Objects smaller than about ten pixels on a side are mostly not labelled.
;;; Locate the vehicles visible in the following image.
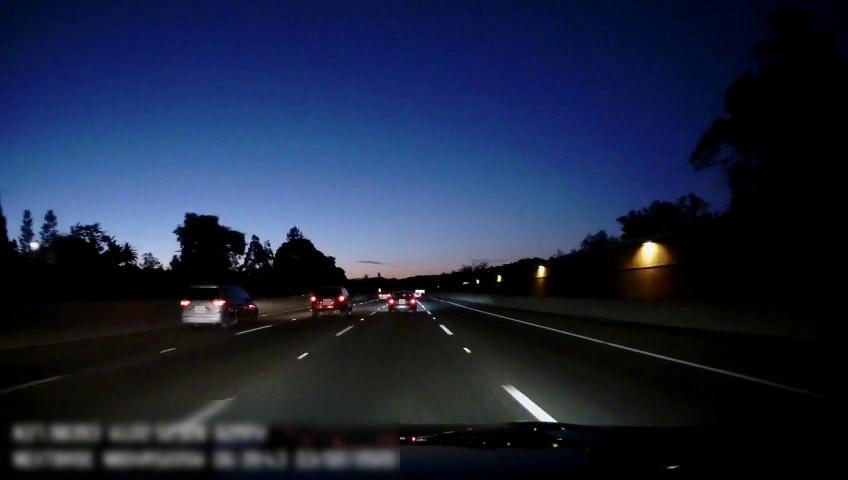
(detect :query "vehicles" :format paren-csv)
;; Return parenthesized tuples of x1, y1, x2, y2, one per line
(388, 291, 416, 313)
(379, 291, 392, 301)
(180, 284, 260, 332)
(309, 286, 353, 319)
